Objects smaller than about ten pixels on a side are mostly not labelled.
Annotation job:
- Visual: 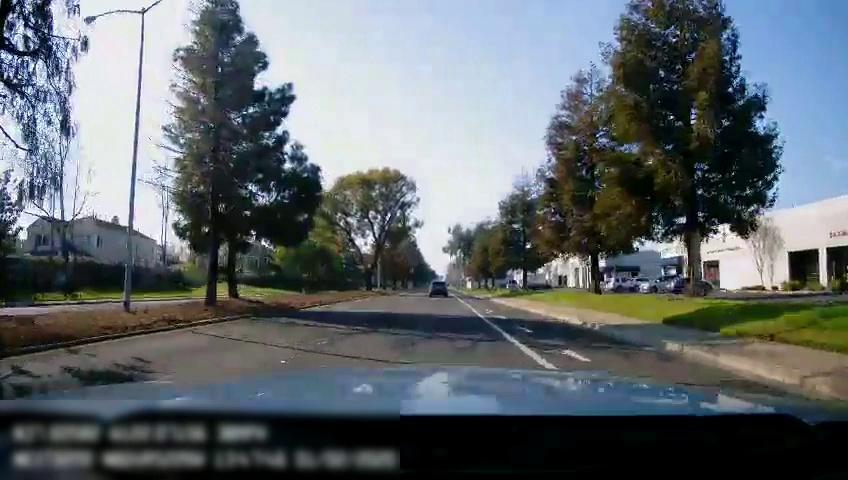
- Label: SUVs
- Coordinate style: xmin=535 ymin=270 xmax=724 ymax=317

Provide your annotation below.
xmin=428 ymin=279 xmax=449 ymax=298
xmin=623 ymin=278 xmax=650 ymax=292
xmin=605 ymin=275 xmax=641 ymax=292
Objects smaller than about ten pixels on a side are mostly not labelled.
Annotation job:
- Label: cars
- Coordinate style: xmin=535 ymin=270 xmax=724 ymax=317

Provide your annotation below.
xmin=671 ymin=276 xmax=713 ymax=296
xmin=639 ymin=275 xmax=681 ymax=295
